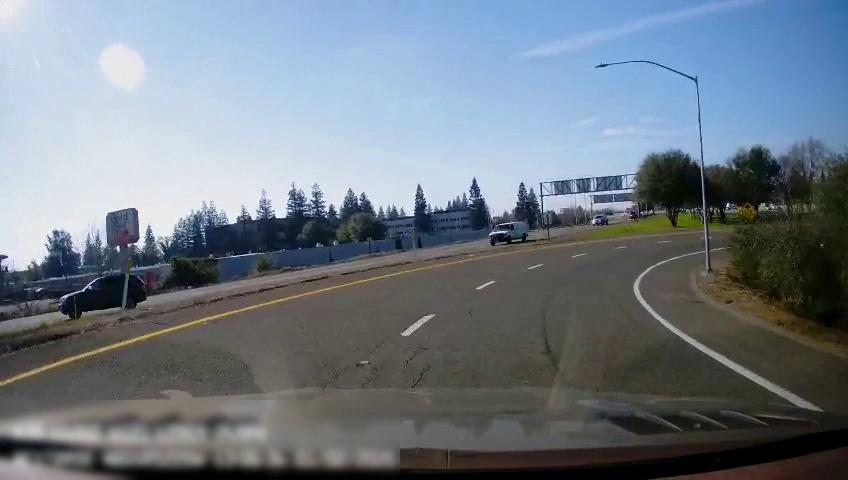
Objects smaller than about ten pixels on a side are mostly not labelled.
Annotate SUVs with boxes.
[591,215,609,226]
[57,273,146,320]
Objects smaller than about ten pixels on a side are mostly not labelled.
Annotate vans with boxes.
[489,222,529,246]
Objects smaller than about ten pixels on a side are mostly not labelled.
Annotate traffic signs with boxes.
[738,202,758,223]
